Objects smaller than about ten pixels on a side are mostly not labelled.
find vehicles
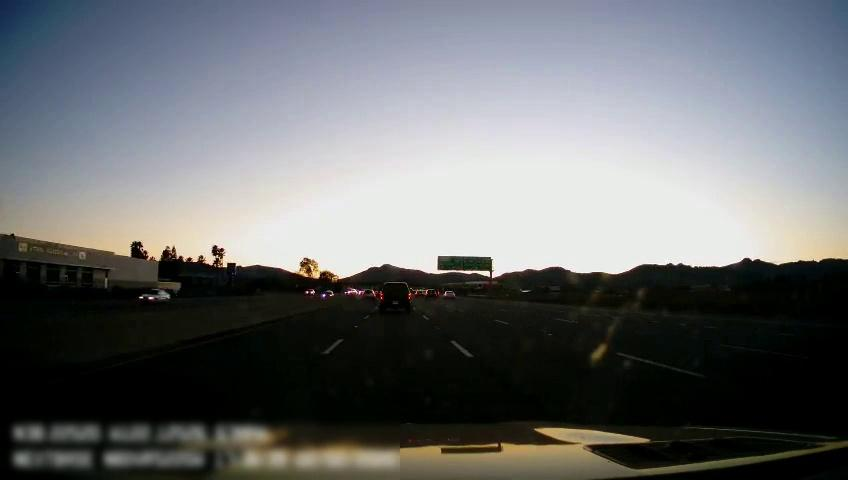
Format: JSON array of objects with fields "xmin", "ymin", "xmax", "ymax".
[
  {"xmin": 304, "ymin": 288, "xmax": 316, "ymax": 295},
  {"xmin": 423, "ymin": 288, "xmax": 437, "ymax": 300},
  {"xmin": 444, "ymin": 290, "xmax": 458, "ymax": 300},
  {"xmin": 379, "ymin": 281, "xmax": 413, "ymax": 313},
  {"xmin": 322, "ymin": 290, "xmax": 335, "ymax": 298},
  {"xmin": 138, "ymin": 288, "xmax": 170, "ymax": 301}
]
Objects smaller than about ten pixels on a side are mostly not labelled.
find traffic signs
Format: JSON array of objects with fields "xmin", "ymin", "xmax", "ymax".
[
  {"xmin": 464, "ymin": 255, "xmax": 493, "ymax": 272},
  {"xmin": 437, "ymin": 255, "xmax": 465, "ymax": 271}
]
